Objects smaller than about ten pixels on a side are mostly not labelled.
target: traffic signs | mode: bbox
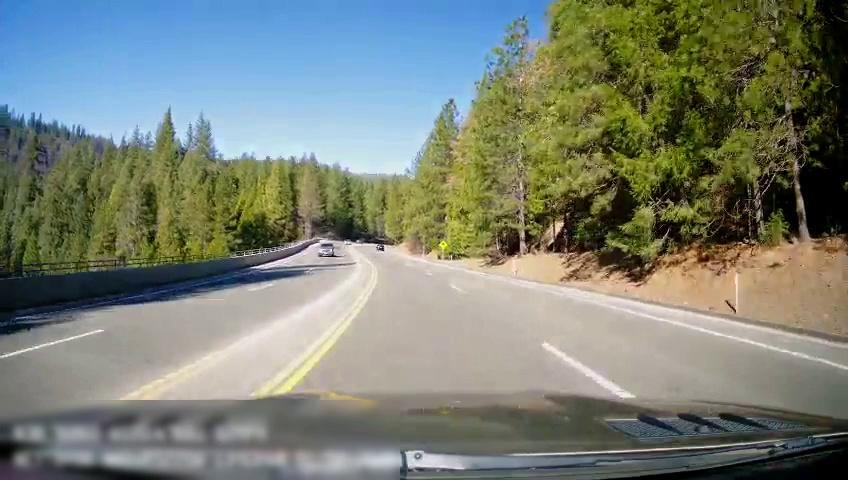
[438,239,449,249]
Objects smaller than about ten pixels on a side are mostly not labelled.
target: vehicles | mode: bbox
[375,243,386,252]
[316,242,337,258]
